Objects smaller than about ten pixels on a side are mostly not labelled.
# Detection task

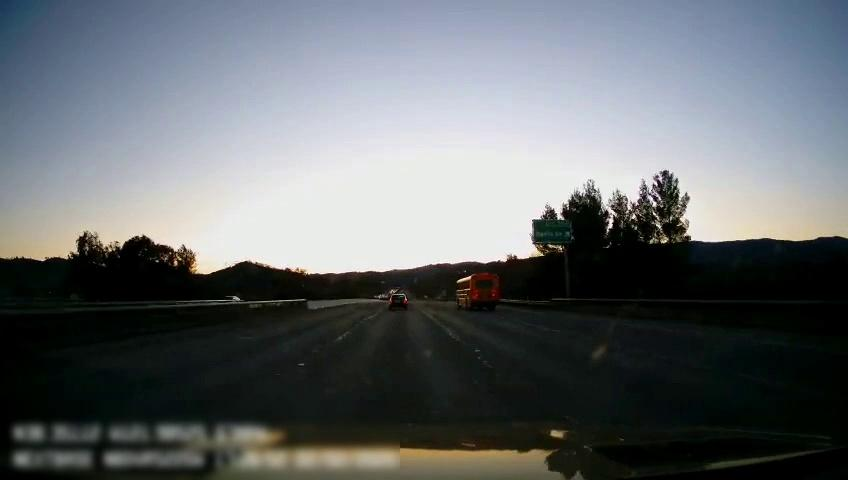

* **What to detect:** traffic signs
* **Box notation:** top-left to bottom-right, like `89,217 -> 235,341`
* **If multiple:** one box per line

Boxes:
532,219 -> 572,242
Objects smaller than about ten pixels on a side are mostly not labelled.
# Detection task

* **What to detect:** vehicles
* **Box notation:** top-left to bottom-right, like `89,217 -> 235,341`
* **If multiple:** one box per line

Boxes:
389,294 -> 409,311
456,272 -> 499,312
224,296 -> 240,301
